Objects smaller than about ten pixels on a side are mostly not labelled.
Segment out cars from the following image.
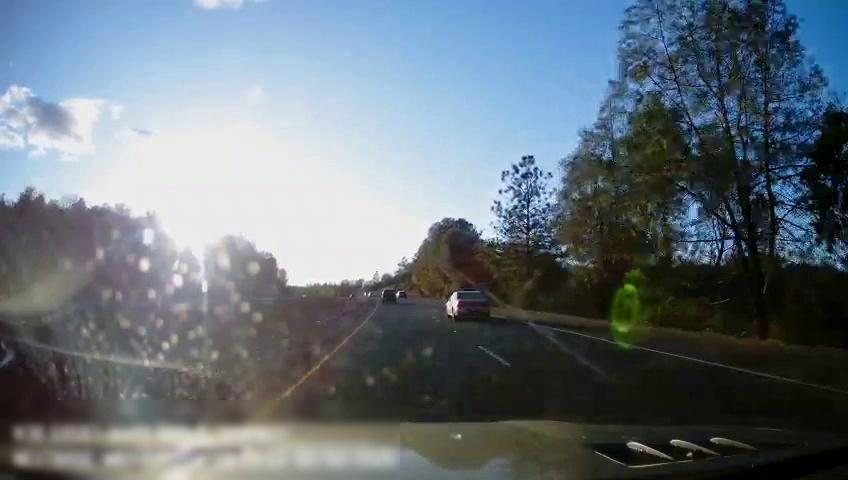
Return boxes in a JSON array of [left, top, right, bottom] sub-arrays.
[[446, 289, 488, 321], [382, 290, 397, 304]]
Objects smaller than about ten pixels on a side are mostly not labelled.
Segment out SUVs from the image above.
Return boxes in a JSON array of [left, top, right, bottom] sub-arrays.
[[396, 290, 407, 299]]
